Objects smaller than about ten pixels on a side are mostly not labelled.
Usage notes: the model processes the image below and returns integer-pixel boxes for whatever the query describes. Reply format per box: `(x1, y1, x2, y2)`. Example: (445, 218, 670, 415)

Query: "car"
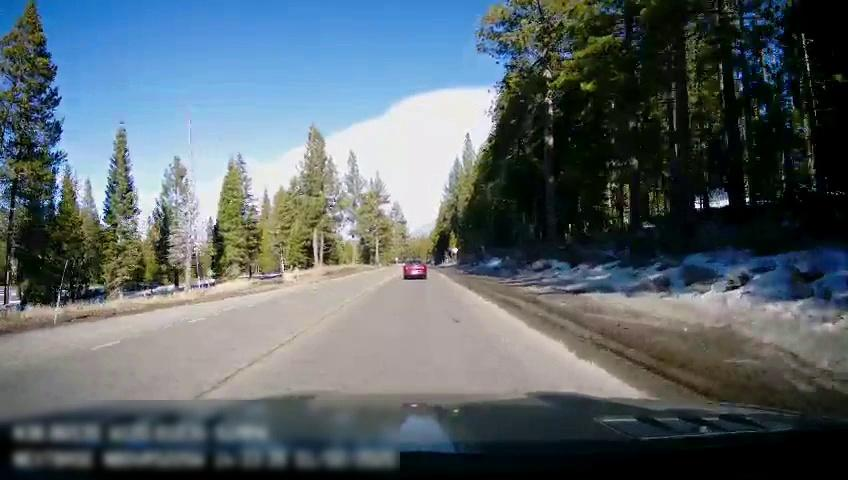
(402, 256, 428, 280)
